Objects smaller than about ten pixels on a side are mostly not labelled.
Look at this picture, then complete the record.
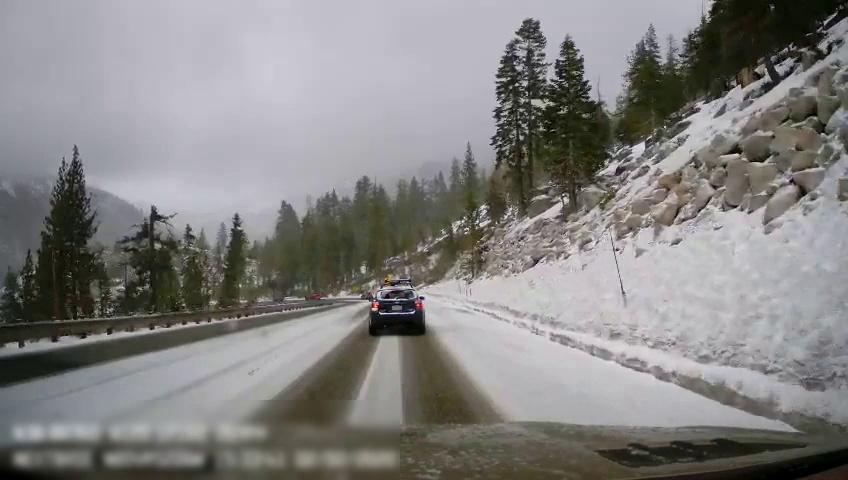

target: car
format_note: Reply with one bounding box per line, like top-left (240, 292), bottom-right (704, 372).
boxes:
top-left (368, 279), bottom-right (427, 337)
